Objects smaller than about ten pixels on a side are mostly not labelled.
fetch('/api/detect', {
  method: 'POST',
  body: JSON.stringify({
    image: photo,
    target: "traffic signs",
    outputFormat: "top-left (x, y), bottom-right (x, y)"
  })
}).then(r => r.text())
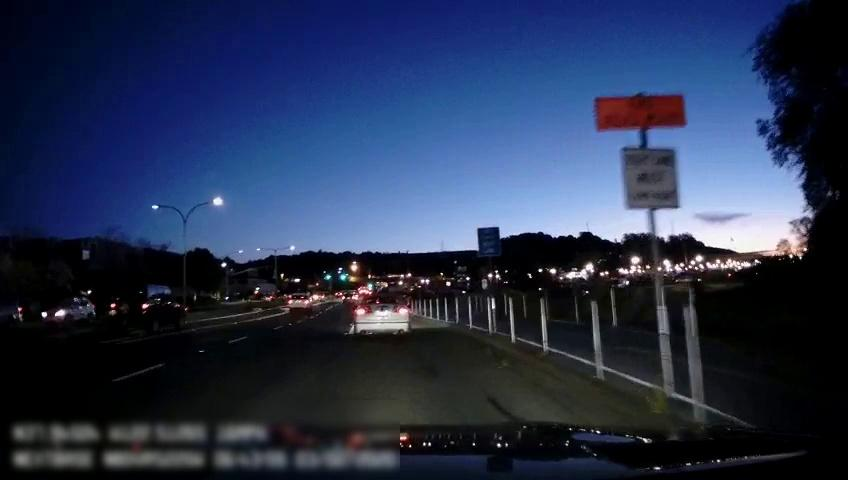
top-left (623, 145), bottom-right (680, 209)
top-left (476, 225), bottom-right (503, 255)
top-left (596, 96), bottom-right (687, 125)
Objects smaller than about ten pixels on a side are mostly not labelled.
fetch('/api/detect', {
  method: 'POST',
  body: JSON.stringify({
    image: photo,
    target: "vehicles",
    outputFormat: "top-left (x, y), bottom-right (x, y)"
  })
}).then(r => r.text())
top-left (0, 294), bottom-right (24, 329)
top-left (40, 297), bottom-right (97, 327)
top-left (353, 294), bottom-right (412, 339)
top-left (288, 293), bottom-right (318, 315)
top-left (106, 283), bottom-right (188, 337)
